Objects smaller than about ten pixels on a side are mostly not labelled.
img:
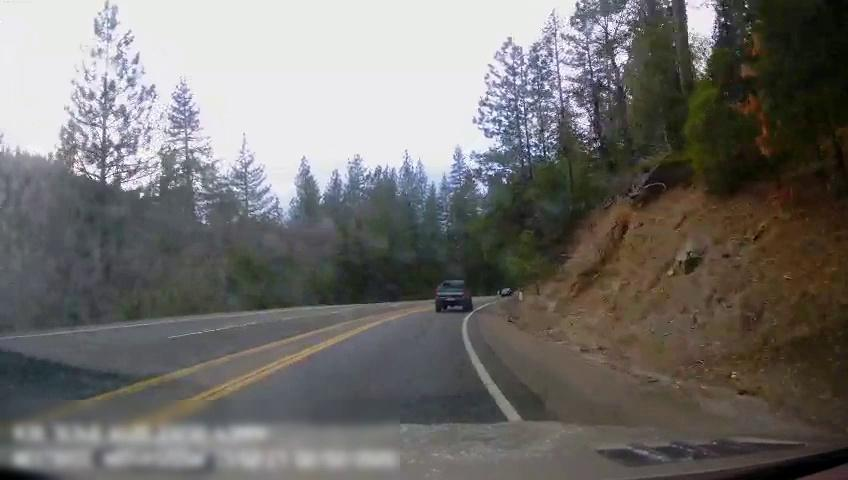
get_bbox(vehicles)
[500,286,513,296]
[434,280,473,312]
